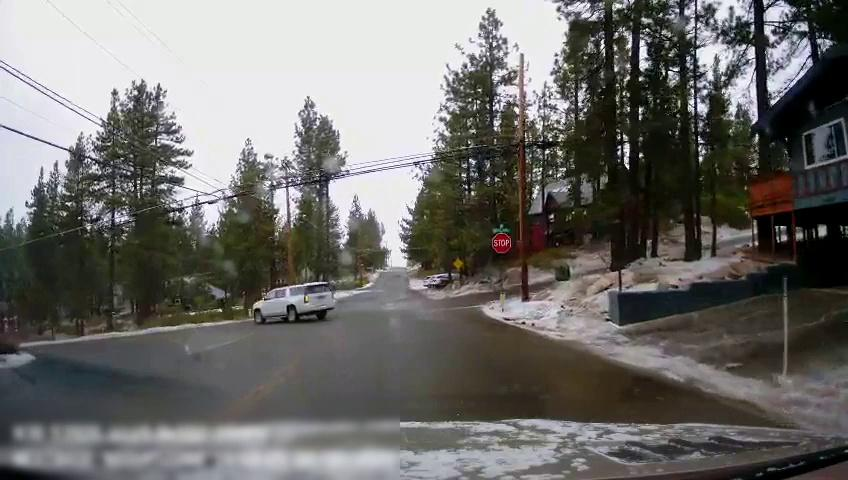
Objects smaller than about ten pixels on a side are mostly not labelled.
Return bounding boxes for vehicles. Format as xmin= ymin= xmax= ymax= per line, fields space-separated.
xmin=431 ymin=272 xmax=452 ymax=289
xmin=253 ymin=281 xmax=337 ymax=327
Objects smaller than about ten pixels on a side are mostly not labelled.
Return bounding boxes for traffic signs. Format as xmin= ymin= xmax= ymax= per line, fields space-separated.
xmin=490 ymin=232 xmax=514 ymax=256
xmin=493 ymin=227 xmax=510 ymax=236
